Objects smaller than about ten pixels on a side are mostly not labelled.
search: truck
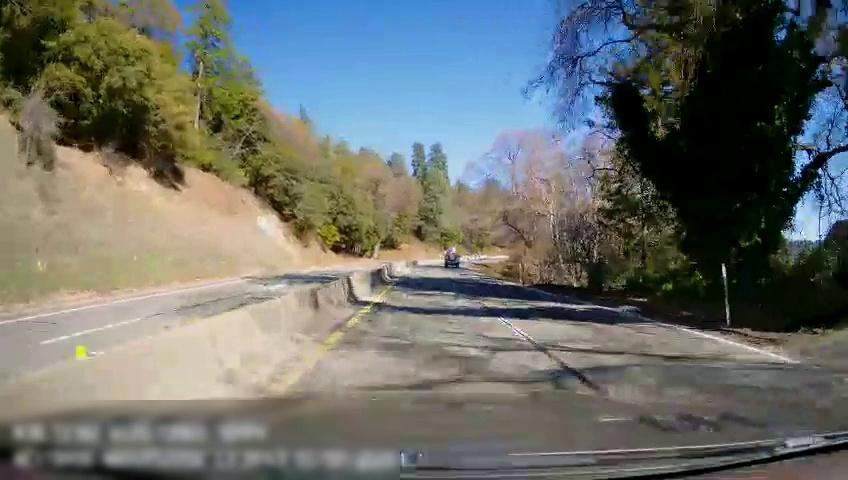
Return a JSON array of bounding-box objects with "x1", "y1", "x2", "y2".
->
[{"x1": 444, "y1": 247, "x2": 460, "y2": 268}]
